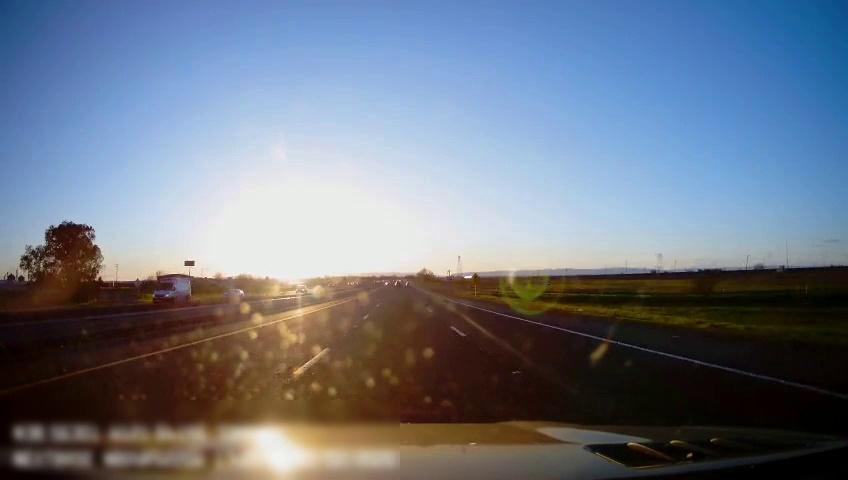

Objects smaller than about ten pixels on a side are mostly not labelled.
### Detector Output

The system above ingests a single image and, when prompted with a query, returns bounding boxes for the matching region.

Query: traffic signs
[470,273,481,286]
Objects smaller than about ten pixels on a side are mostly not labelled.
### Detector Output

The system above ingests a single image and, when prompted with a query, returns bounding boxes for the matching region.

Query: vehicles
[226,288,245,297]
[295,285,308,294]
[152,276,193,308]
